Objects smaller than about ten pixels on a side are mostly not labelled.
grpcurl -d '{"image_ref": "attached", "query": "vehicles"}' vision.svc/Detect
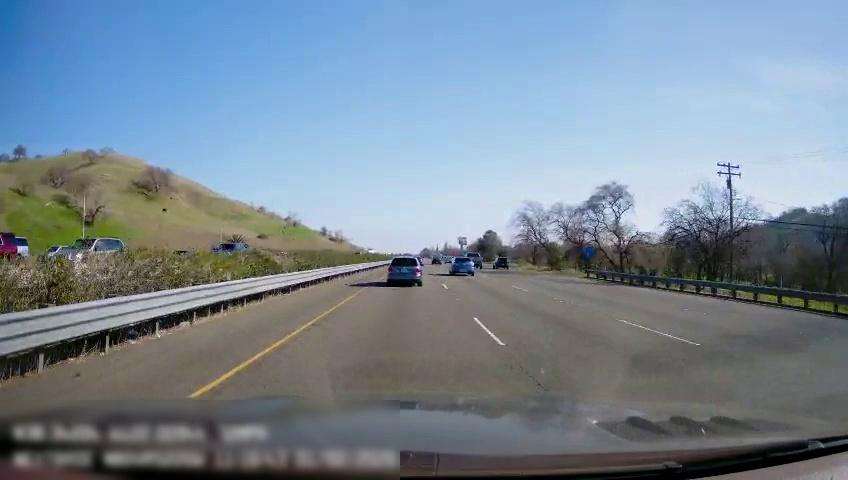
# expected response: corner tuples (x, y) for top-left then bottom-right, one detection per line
(0, 231), (18, 264)
(207, 240), (248, 256)
(53, 236), (129, 264)
(386, 256), (424, 287)
(14, 236), (29, 265)
(448, 258), (475, 277)
(467, 253), (483, 269)
(492, 256), (510, 270)
(431, 255), (441, 264)
(35, 245), (73, 265)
